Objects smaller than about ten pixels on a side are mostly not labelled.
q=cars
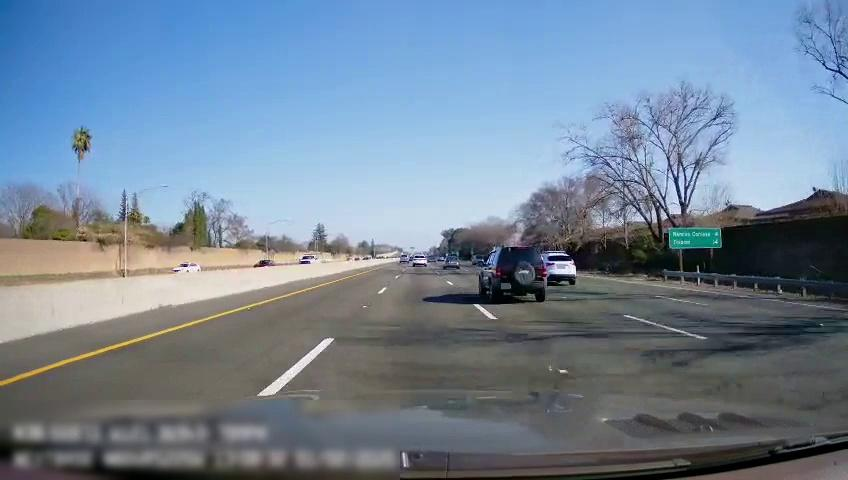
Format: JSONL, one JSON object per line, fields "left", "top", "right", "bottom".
{"left": 253, "top": 259, "right": 274, "bottom": 268}
{"left": 442, "top": 256, "right": 460, "bottom": 270}
{"left": 399, "top": 253, "right": 410, "bottom": 264}
{"left": 172, "top": 262, "right": 201, "bottom": 273}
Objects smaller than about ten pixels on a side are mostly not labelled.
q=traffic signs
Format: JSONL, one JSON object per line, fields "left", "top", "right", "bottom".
{"left": 668, "top": 227, "right": 722, "bottom": 249}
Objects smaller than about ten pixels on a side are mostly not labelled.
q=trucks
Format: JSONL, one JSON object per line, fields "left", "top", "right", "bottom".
{"left": 298, "top": 254, "right": 322, "bottom": 265}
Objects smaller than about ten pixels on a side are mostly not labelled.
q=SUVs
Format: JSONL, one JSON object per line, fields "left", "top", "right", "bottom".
{"left": 543, "top": 255, "right": 577, "bottom": 286}
{"left": 477, "top": 246, "right": 548, "bottom": 304}
{"left": 412, "top": 254, "right": 428, "bottom": 267}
